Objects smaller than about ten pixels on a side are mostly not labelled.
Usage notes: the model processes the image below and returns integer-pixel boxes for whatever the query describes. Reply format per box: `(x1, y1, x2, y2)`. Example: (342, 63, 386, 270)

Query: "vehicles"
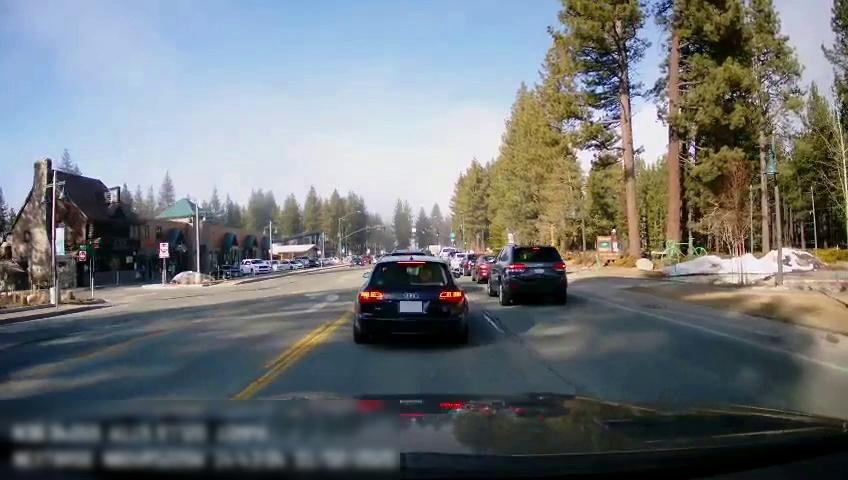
(354, 256, 467, 344)
(450, 256, 467, 277)
(390, 251, 427, 258)
(489, 245, 567, 307)
(472, 256, 499, 284)
(238, 257, 271, 275)
(462, 256, 476, 277)
(212, 263, 240, 281)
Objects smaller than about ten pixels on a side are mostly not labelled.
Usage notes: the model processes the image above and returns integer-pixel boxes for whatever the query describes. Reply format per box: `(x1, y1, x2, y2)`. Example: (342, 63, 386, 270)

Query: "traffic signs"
(158, 241, 170, 258)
